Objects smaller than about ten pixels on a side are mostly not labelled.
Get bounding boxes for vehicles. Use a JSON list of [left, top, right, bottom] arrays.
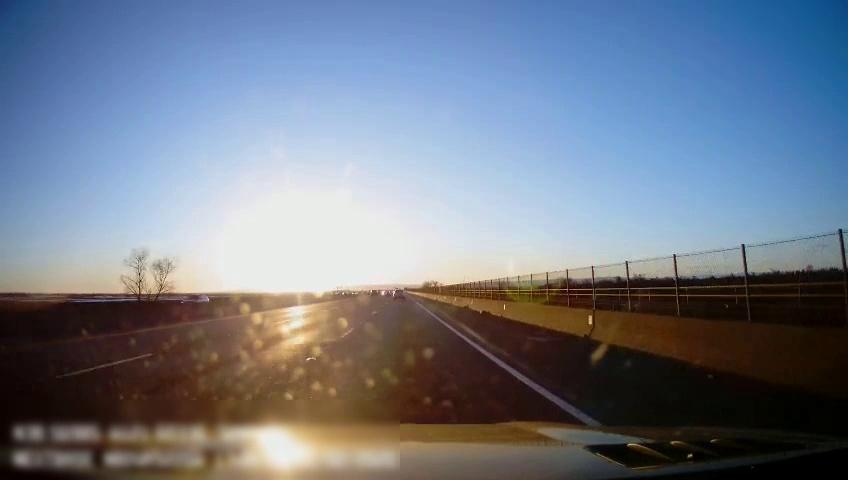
[[393, 289, 406, 300], [181, 295, 210, 305]]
